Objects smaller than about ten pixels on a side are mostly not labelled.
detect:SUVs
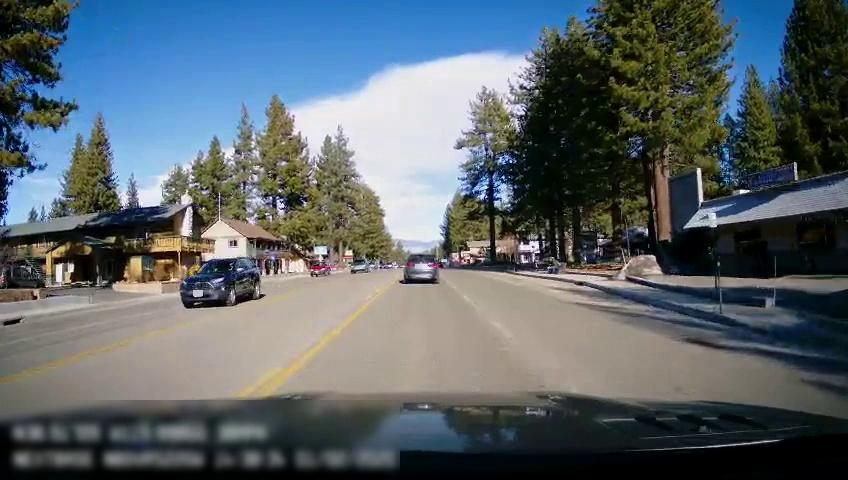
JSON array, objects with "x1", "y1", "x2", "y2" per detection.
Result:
[
  {"x1": 403, "y1": 252, "x2": 440, "y2": 283},
  {"x1": 181, "y1": 257, "x2": 263, "y2": 308},
  {"x1": 350, "y1": 258, "x2": 369, "y2": 274}
]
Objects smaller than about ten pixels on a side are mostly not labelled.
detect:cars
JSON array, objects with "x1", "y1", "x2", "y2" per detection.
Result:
[{"x1": 310, "y1": 262, "x2": 331, "y2": 278}]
